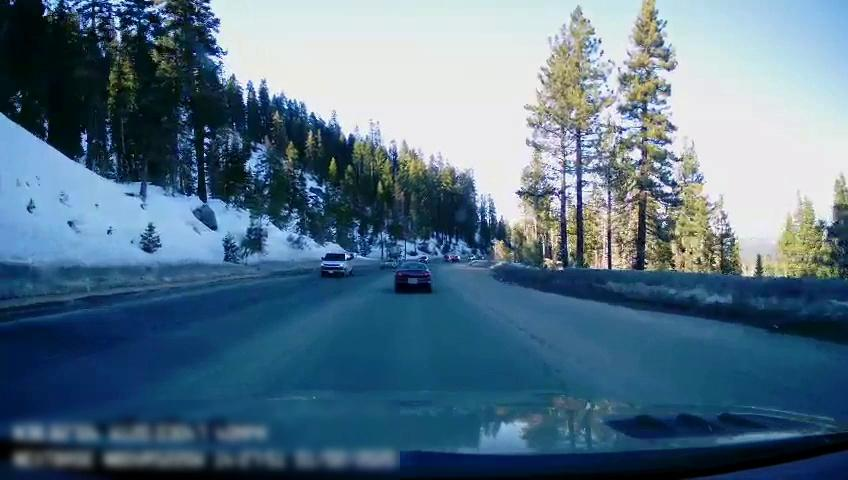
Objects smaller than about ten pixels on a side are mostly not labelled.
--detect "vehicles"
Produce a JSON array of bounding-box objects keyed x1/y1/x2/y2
[
  {"x1": 378, "y1": 252, "x2": 401, "y2": 270},
  {"x1": 319, "y1": 250, "x2": 354, "y2": 278},
  {"x1": 393, "y1": 264, "x2": 434, "y2": 296}
]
